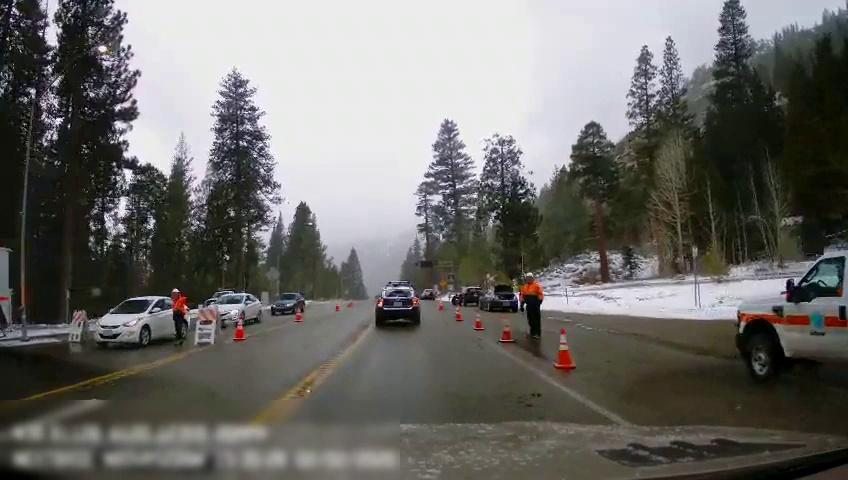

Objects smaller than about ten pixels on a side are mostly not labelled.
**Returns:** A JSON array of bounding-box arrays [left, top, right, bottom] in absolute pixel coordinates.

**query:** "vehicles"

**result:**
[[0, 247, 13, 334], [458, 286, 484, 307], [733, 250, 848, 384], [451, 292, 461, 306], [204, 290, 237, 309], [374, 280, 421, 326], [420, 288, 437, 300], [205, 292, 264, 328], [93, 295, 191, 349], [478, 284, 519, 313], [270, 292, 306, 316]]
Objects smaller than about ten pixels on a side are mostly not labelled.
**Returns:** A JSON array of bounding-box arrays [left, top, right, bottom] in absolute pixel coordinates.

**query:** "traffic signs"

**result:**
[[72, 309, 88, 322], [197, 304, 218, 322]]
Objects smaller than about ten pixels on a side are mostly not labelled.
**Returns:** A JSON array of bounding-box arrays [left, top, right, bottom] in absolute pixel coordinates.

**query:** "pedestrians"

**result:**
[[518, 271, 545, 340], [170, 287, 186, 346]]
